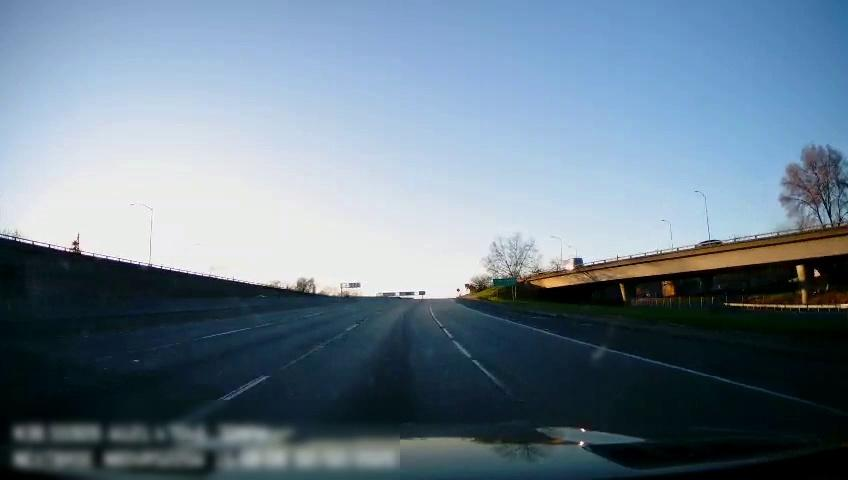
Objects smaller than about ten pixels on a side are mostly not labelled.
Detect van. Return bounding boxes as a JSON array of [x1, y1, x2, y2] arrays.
[[563, 257, 584, 270]]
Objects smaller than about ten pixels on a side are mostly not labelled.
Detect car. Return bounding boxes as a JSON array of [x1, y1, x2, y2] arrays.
[[695, 239, 722, 248]]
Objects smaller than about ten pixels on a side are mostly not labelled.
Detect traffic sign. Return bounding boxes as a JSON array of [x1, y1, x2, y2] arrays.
[[493, 278, 516, 287]]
